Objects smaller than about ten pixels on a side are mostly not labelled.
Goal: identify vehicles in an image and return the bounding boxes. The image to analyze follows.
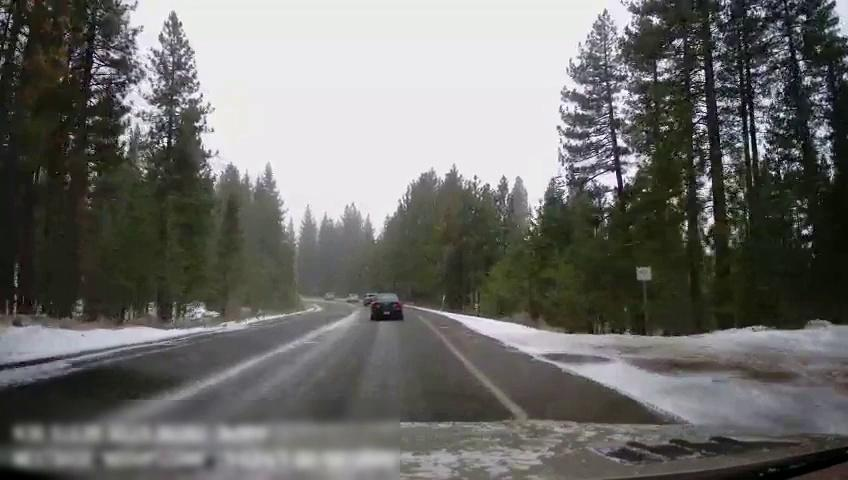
[363,293,377,307]
[370,293,404,321]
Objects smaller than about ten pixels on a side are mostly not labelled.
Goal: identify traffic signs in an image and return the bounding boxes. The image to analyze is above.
[636,266,652,281]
